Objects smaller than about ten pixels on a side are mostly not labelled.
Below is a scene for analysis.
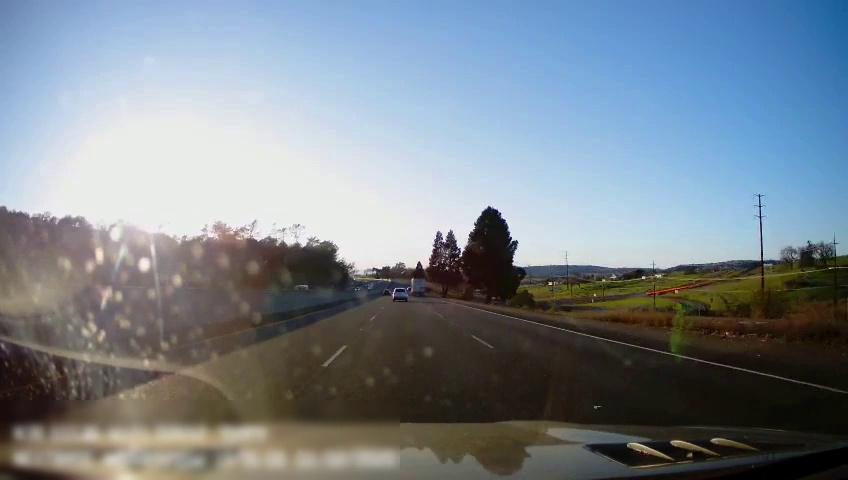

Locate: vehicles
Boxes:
[410,278,425,297]
[295,284,309,290]
[392,287,408,302]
